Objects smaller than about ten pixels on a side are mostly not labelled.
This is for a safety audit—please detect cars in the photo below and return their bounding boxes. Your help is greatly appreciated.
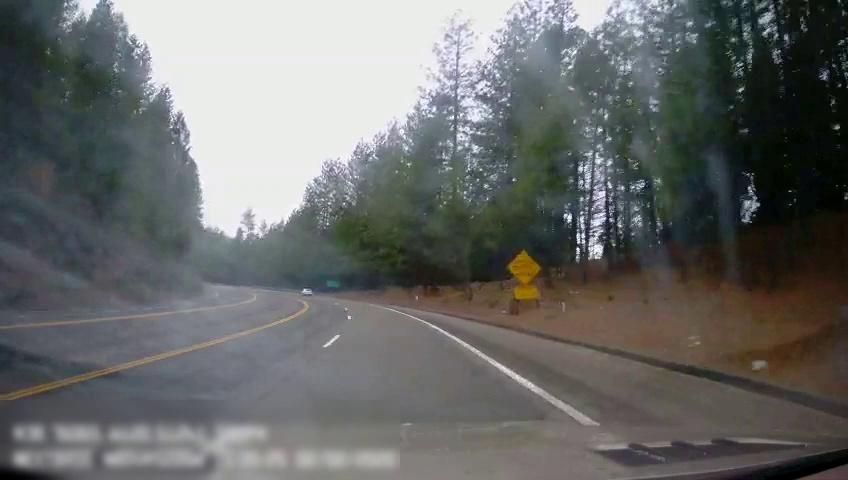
[301,288,313,297]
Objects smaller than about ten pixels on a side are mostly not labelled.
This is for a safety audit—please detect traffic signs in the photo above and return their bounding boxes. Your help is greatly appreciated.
[506,249,542,284]
[514,285,540,300]
[327,280,340,288]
